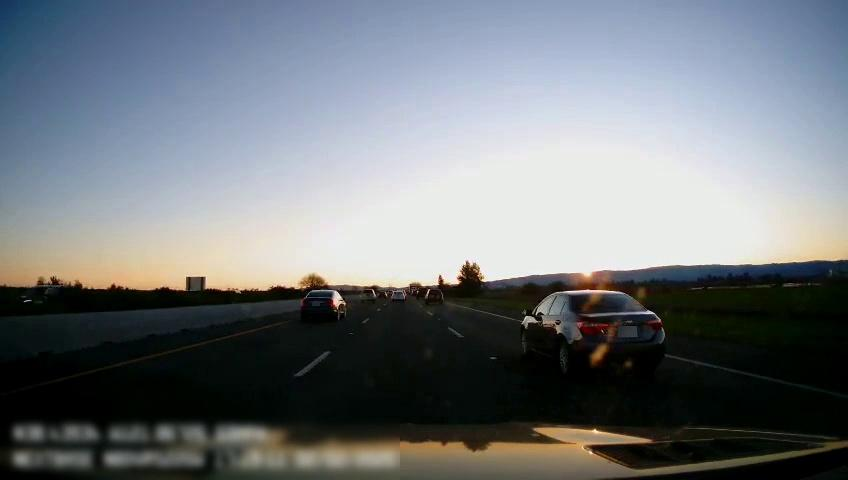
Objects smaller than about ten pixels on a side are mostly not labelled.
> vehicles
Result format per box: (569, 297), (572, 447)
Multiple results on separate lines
(377, 291), (387, 300)
(359, 288), (378, 303)
(392, 291), (406, 302)
(519, 289), (667, 380)
(415, 287), (428, 301)
(424, 288), (444, 305)
(15, 284), (65, 307)
(408, 283), (417, 295)
(301, 289), (347, 322)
